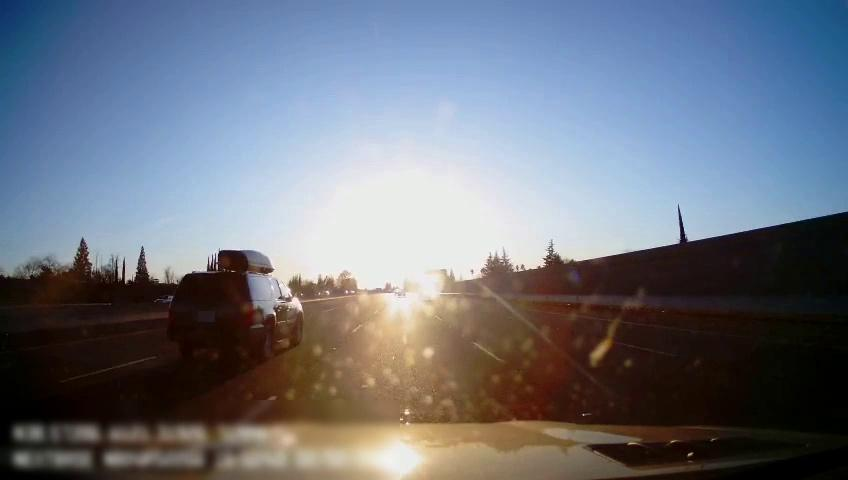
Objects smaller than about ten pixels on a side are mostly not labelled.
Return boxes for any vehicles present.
[153,295,176,304]
[164,248,306,367]
[397,289,406,297]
